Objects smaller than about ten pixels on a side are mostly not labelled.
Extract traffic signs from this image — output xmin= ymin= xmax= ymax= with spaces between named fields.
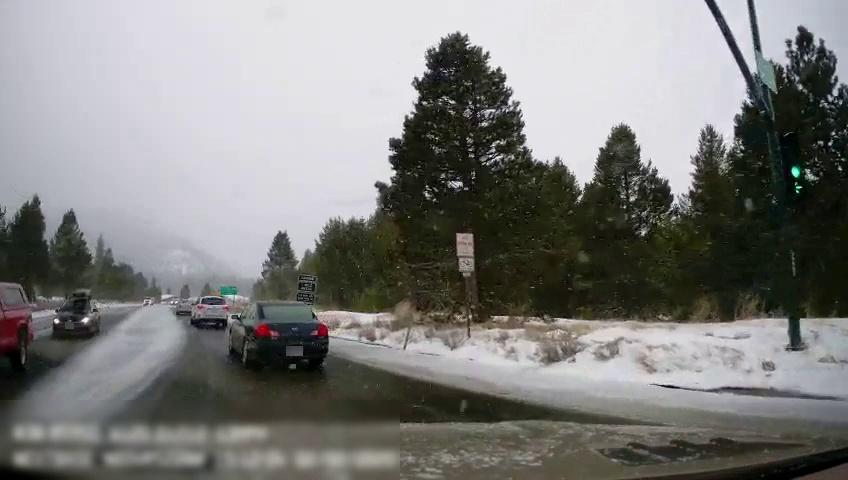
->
xmin=220 ymin=286 xmax=237 ymax=295
xmin=754 ymin=51 xmax=778 ymax=94
xmin=296 ymin=293 xmax=316 ymax=305
xmin=456 ymin=232 xmax=474 ymax=257
xmin=298 ymin=274 xmax=317 ymax=293
xmin=458 ymin=258 xmax=474 ymax=272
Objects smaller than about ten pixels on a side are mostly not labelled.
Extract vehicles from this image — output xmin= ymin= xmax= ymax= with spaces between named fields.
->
xmin=53 ymin=288 xmax=101 ymax=337
xmin=228 ymin=301 xmax=329 ymax=370
xmin=190 ymin=296 xmax=229 ymax=327
xmin=176 ymin=298 xmax=195 ymax=315
xmin=143 ymin=297 xmax=154 ymax=306
xmin=0 ymin=283 xmax=34 ymax=370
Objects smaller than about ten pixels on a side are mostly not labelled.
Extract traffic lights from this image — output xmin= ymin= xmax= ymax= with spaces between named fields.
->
xmin=783 ymin=130 xmax=807 ymax=198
